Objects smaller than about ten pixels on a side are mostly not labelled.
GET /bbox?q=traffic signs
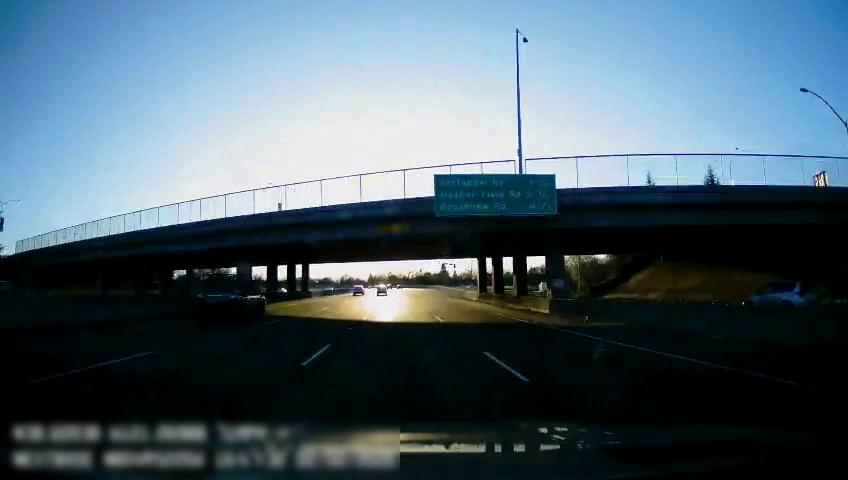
[433,173,559,216]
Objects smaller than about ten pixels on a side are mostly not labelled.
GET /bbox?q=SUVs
[352,286,365,296]
[188,273,267,327]
[748,280,819,308]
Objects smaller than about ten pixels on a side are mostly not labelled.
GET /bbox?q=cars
[376,285,387,295]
